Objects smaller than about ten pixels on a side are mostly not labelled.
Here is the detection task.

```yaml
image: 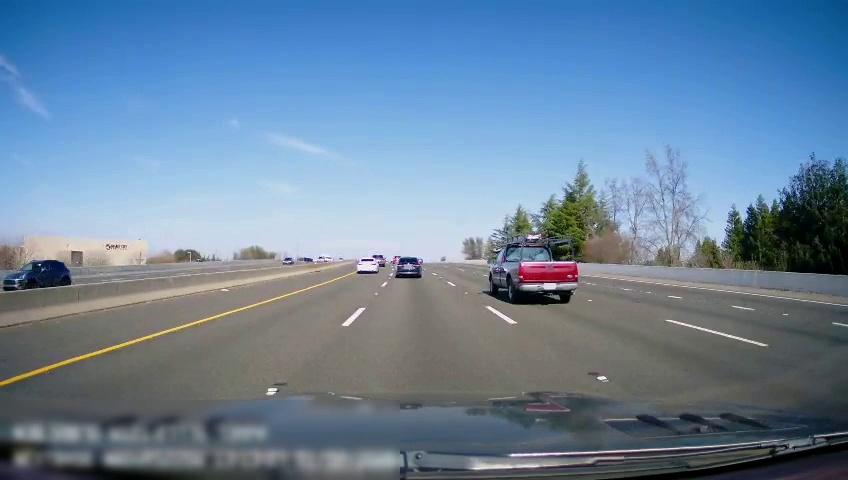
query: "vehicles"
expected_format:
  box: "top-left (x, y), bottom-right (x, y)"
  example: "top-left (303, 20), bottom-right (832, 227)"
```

top-left (395, 257), bottom-right (422, 279)
top-left (356, 257), bottom-right (380, 274)
top-left (372, 254), bottom-right (387, 268)
top-left (2, 259), bottom-right (73, 293)
top-left (282, 257), bottom-right (295, 265)
top-left (487, 232), bottom-right (580, 305)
